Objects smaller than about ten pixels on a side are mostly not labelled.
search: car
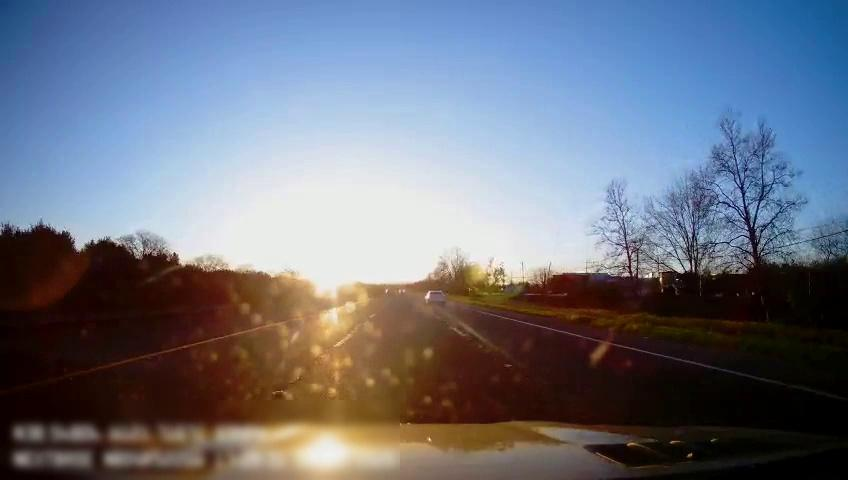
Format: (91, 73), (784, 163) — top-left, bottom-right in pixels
(425, 290), (445, 304)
